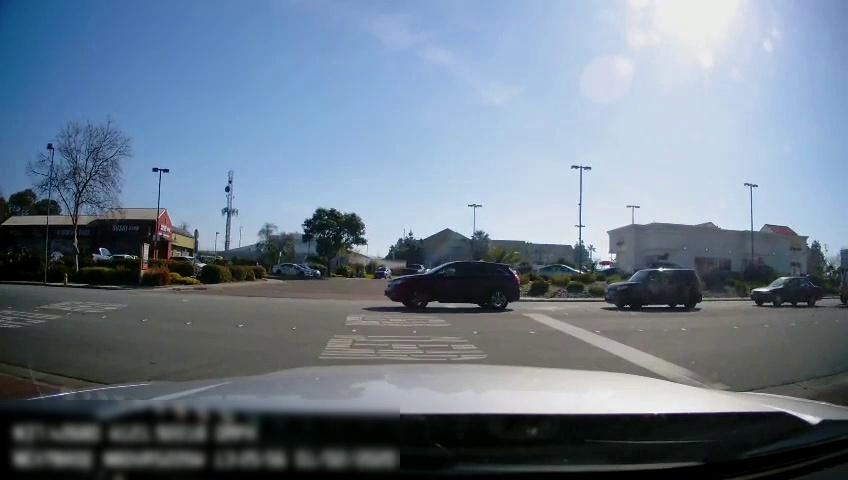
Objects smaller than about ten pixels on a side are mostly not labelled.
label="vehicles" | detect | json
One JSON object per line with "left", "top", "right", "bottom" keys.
{"left": 385, "top": 261, "right": 521, "bottom": 313}
{"left": 376, "top": 267, "right": 393, "bottom": 280}
{"left": 606, "top": 269, "right": 702, "bottom": 310}
{"left": 749, "top": 277, "right": 824, "bottom": 308}
{"left": 401, "top": 264, "right": 429, "bottom": 278}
